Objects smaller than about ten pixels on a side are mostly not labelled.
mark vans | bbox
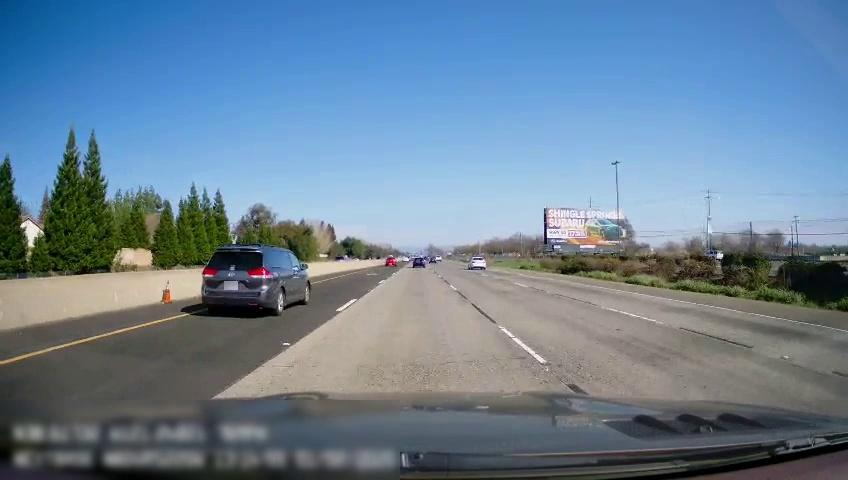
[200,243,312,317]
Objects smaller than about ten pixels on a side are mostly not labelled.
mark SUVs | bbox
[701,250,724,262]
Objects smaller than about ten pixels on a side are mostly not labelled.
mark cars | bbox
[412,257,426,269]
[468,256,487,270]
[384,256,398,267]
